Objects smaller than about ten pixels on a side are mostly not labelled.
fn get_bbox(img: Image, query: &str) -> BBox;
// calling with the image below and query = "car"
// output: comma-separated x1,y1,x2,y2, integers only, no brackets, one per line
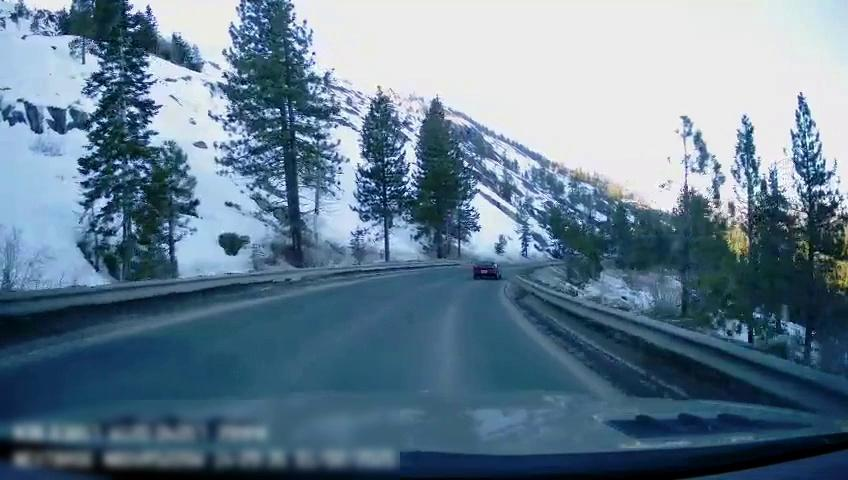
471,258,502,281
